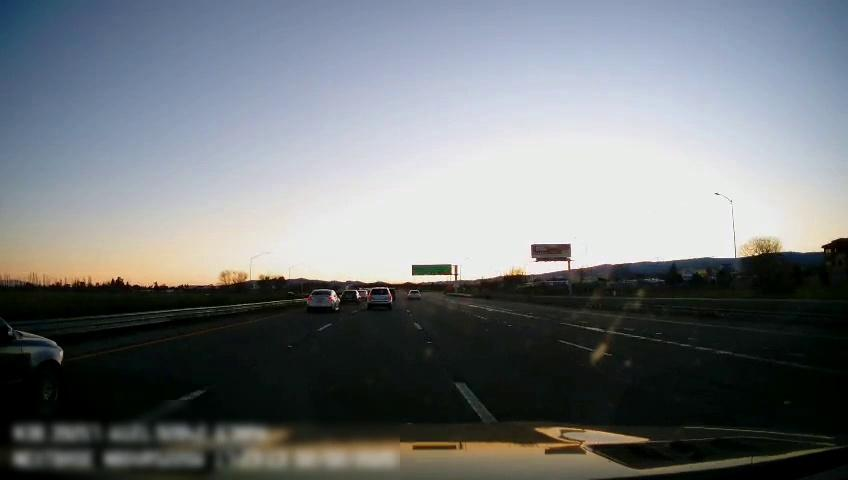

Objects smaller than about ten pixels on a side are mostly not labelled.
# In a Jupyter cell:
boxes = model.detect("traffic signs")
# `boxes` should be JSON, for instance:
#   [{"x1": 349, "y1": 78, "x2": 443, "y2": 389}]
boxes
[{"x1": 412, "y1": 265, "x2": 452, "y2": 275}]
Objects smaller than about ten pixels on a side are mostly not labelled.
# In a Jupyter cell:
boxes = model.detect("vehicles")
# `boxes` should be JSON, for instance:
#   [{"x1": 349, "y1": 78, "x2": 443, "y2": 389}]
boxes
[
  {"x1": 306, "y1": 289, "x2": 341, "y2": 313},
  {"x1": 340, "y1": 290, "x2": 362, "y2": 305},
  {"x1": 408, "y1": 289, "x2": 422, "y2": 300},
  {"x1": 388, "y1": 288, "x2": 396, "y2": 301},
  {"x1": 0, "y1": 319, "x2": 68, "y2": 449},
  {"x1": 358, "y1": 289, "x2": 369, "y2": 300},
  {"x1": 367, "y1": 288, "x2": 392, "y2": 312}
]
